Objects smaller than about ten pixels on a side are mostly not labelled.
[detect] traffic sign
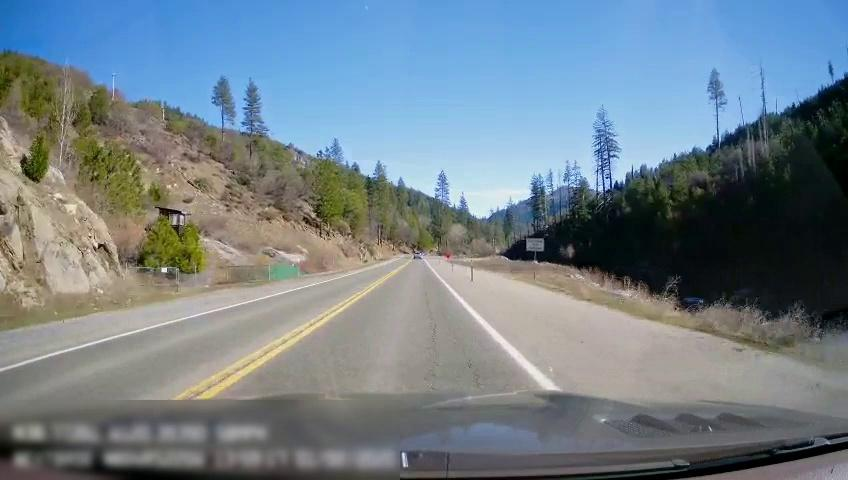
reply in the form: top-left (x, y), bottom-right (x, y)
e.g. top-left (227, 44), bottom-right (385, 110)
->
top-left (525, 238), bottom-right (545, 253)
